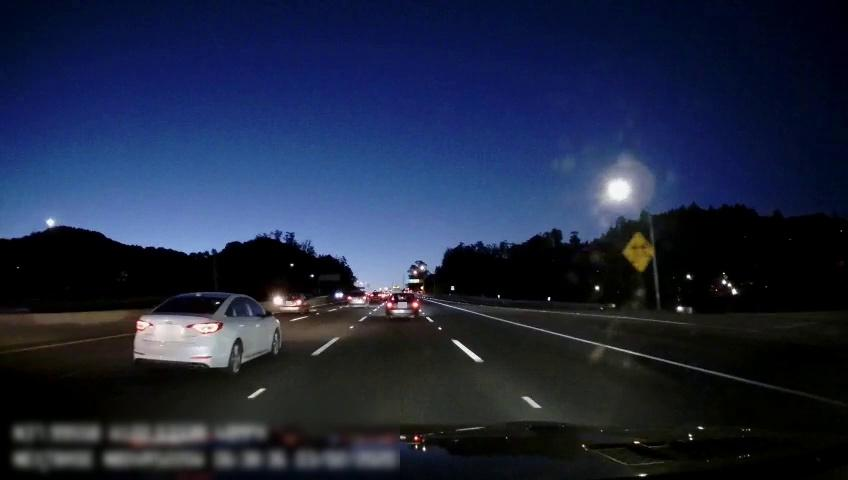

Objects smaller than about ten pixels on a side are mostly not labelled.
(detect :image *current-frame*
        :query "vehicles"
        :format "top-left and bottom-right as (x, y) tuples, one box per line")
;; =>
(133, 292), (282, 379)
(384, 292), (419, 320)
(279, 294), (311, 316)
(370, 291), (384, 301)
(0, 300), (31, 316)
(347, 290), (370, 310)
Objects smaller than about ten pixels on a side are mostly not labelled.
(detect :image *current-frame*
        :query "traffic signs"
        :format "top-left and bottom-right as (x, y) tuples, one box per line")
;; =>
(622, 232), (656, 273)
(406, 279), (419, 284)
